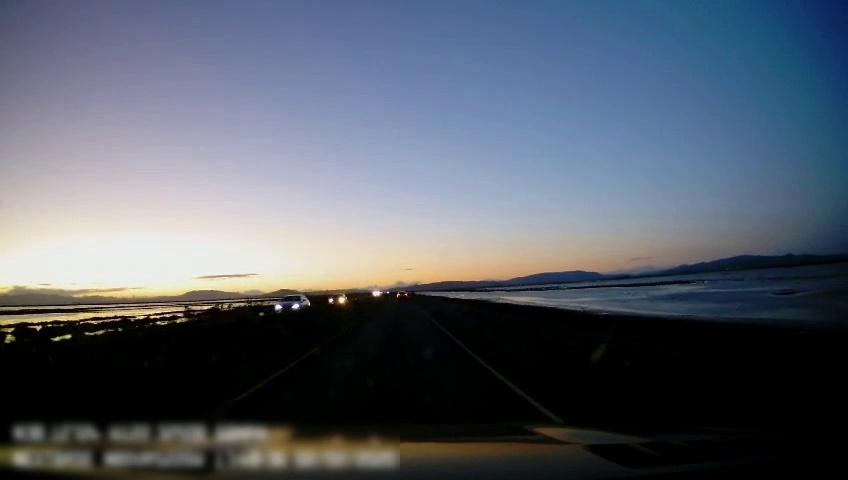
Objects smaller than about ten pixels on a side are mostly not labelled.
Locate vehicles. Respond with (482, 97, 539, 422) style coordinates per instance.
(274, 293, 311, 314)
(396, 290, 408, 299)
(327, 292, 348, 307)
